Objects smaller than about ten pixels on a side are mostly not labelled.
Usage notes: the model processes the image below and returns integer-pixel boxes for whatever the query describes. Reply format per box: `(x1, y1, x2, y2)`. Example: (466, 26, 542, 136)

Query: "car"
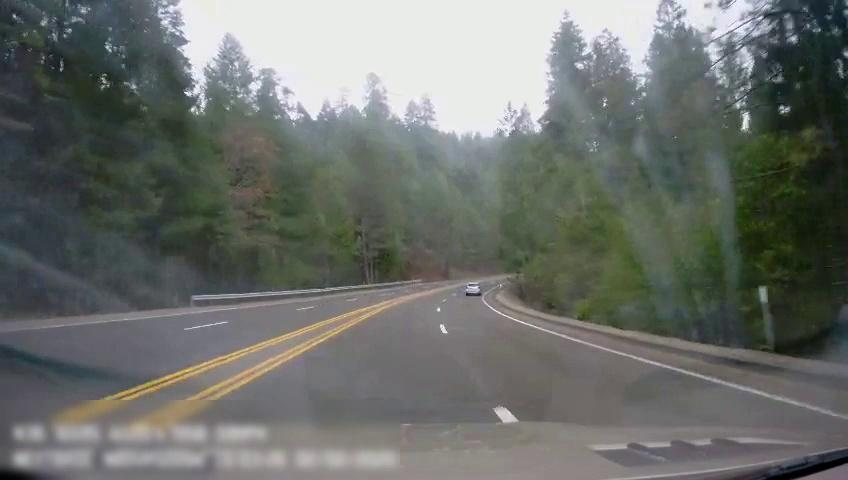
(465, 282, 482, 296)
